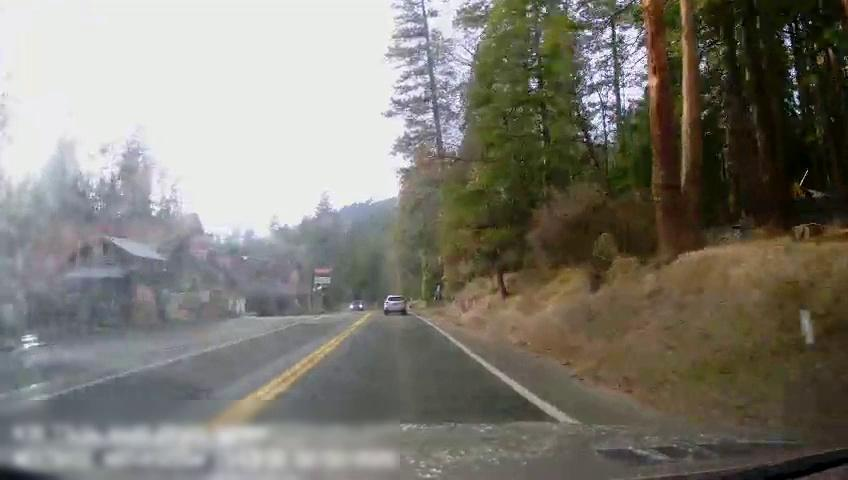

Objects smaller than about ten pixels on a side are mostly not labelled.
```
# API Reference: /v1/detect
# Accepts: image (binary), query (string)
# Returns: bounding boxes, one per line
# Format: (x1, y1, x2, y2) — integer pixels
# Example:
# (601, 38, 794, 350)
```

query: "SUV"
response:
(383, 294, 408, 316)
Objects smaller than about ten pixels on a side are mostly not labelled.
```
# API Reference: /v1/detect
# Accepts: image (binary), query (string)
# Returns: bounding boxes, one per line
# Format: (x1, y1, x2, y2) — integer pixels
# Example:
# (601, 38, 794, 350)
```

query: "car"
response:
(349, 300, 365, 312)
